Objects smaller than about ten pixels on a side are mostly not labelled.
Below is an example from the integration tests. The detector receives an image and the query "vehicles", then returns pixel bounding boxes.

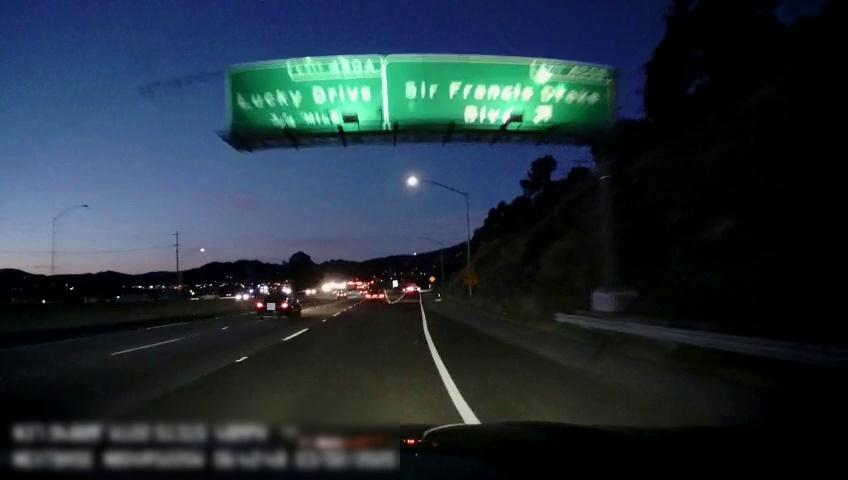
[364,277,386,301]
[336,290,348,301]
[255,291,302,324]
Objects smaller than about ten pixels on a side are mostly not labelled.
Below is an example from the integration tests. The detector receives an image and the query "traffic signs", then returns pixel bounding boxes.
[225,53,612,137]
